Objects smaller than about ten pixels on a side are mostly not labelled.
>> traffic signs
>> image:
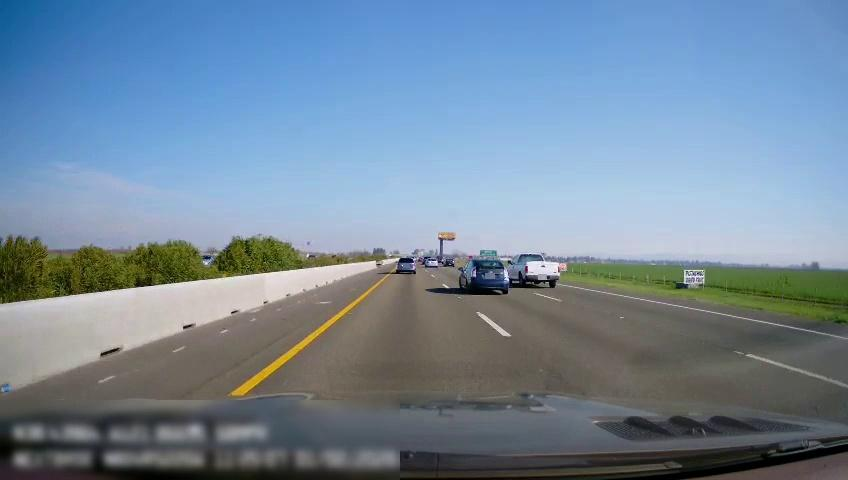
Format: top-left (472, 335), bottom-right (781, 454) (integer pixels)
top-left (479, 249), bottom-right (497, 256)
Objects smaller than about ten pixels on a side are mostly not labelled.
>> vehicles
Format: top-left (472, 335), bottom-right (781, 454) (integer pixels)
top-left (456, 258), bottom-right (510, 295)
top-left (201, 254), bottom-right (218, 267)
top-left (395, 256), bottom-right (418, 275)
top-left (424, 256), bottom-right (439, 268)
top-left (506, 251), bottom-right (561, 289)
